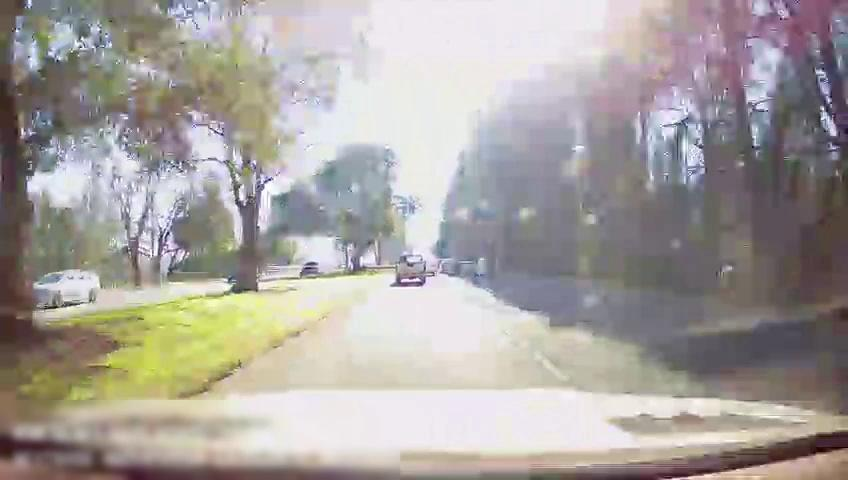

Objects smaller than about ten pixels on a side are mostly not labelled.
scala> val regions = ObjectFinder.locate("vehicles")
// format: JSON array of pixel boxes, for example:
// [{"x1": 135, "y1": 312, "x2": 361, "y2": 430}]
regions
[
  {"x1": 426, "y1": 256, "x2": 438, "y2": 276},
  {"x1": 395, "y1": 253, "x2": 427, "y2": 285},
  {"x1": 32, "y1": 267, "x2": 103, "y2": 311},
  {"x1": 439, "y1": 258, "x2": 460, "y2": 274},
  {"x1": 299, "y1": 260, "x2": 321, "y2": 278}
]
